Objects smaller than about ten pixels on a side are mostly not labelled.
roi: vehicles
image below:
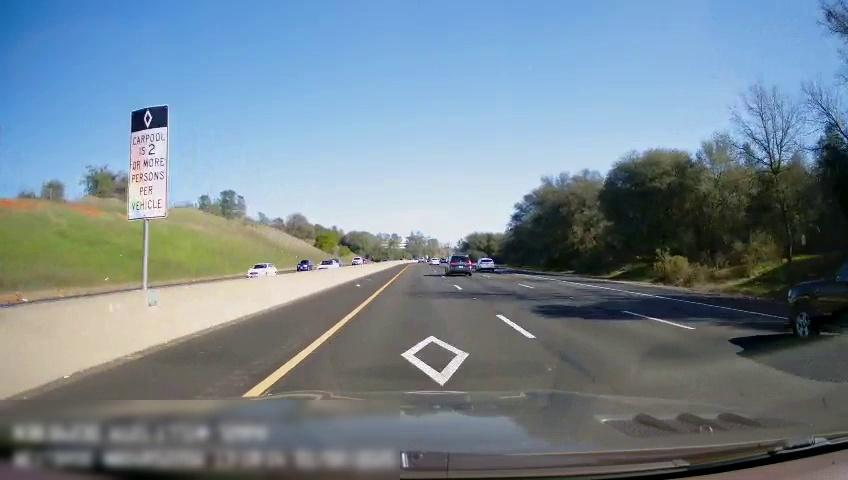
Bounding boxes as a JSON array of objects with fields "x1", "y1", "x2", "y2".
[
  {"x1": 316, "y1": 260, "x2": 340, "y2": 271},
  {"x1": 430, "y1": 257, "x2": 440, "y2": 266},
  {"x1": 352, "y1": 256, "x2": 364, "y2": 266},
  {"x1": 782, "y1": 257, "x2": 848, "y2": 338},
  {"x1": 297, "y1": 259, "x2": 313, "y2": 273},
  {"x1": 475, "y1": 257, "x2": 495, "y2": 272},
  {"x1": 445, "y1": 254, "x2": 472, "y2": 276},
  {"x1": 331, "y1": 258, "x2": 344, "y2": 268},
  {"x1": 247, "y1": 263, "x2": 279, "y2": 280}
]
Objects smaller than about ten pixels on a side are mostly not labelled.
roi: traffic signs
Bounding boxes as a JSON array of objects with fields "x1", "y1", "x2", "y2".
[{"x1": 126, "y1": 104, "x2": 168, "y2": 221}]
